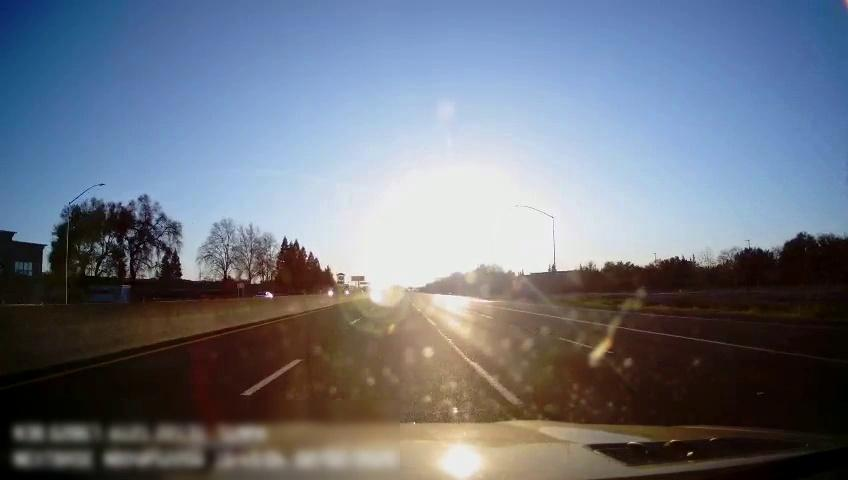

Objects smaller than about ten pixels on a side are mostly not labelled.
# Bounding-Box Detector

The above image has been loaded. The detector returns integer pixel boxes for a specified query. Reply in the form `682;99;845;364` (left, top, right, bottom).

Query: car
253;291;273;300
